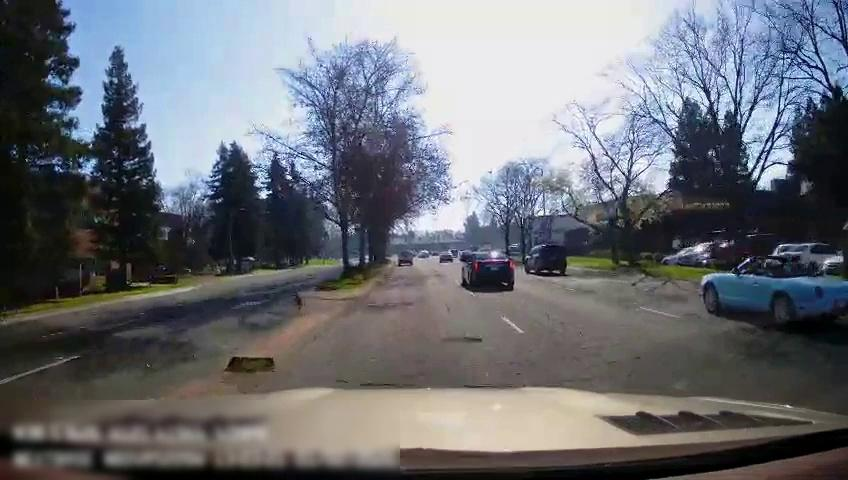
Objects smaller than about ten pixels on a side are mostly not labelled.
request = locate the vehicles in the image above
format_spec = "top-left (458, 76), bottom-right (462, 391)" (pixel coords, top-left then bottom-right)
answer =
top-left (524, 244), bottom-right (568, 276)
top-left (397, 251), bottom-right (413, 267)
top-left (697, 252), bottom-right (848, 330)
top-left (460, 250), bottom-right (516, 291)
top-left (439, 250), bottom-right (453, 262)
